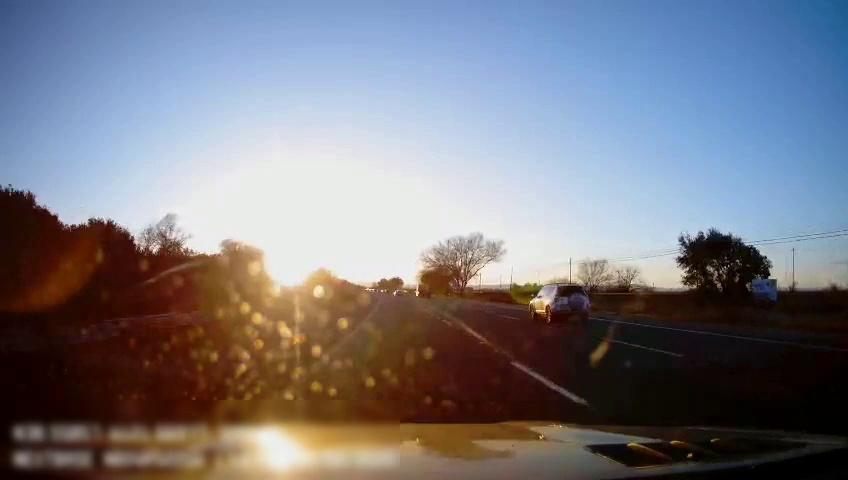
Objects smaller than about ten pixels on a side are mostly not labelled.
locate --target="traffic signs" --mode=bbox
[752,279,779,306]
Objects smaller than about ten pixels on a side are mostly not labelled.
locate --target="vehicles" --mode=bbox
[528,284,590,325]
[417,287,431,298]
